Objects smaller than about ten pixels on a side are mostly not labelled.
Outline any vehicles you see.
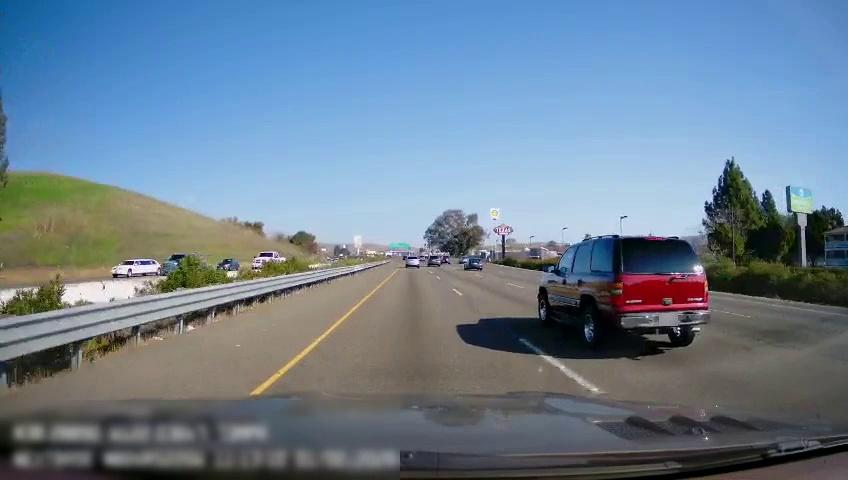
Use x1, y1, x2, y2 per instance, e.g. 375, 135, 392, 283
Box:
217, 258, 240, 271
404, 255, 420, 269
535, 238, 710, 349
463, 256, 483, 271
251, 251, 286, 269
427, 255, 440, 267
159, 254, 185, 276
111, 258, 162, 278
440, 255, 451, 265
